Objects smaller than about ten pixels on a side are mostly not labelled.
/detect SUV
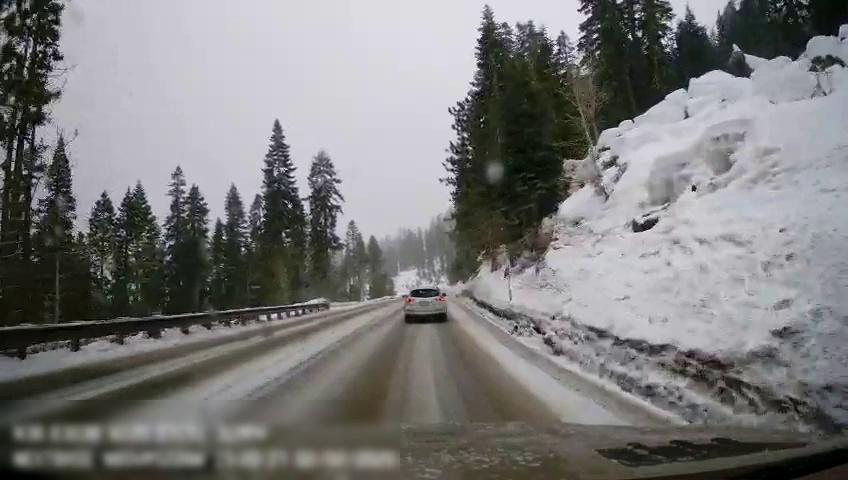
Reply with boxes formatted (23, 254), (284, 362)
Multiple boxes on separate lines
(401, 287), (449, 325)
